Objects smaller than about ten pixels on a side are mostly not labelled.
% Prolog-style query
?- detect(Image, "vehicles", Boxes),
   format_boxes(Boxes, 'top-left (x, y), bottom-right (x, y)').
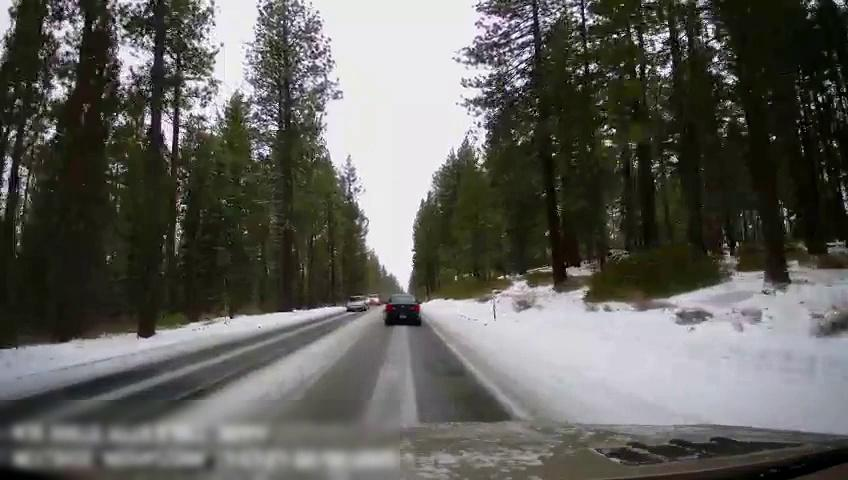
top-left (365, 293), bottom-right (383, 307)
top-left (346, 295), bottom-right (370, 313)
top-left (384, 295), bottom-right (421, 325)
